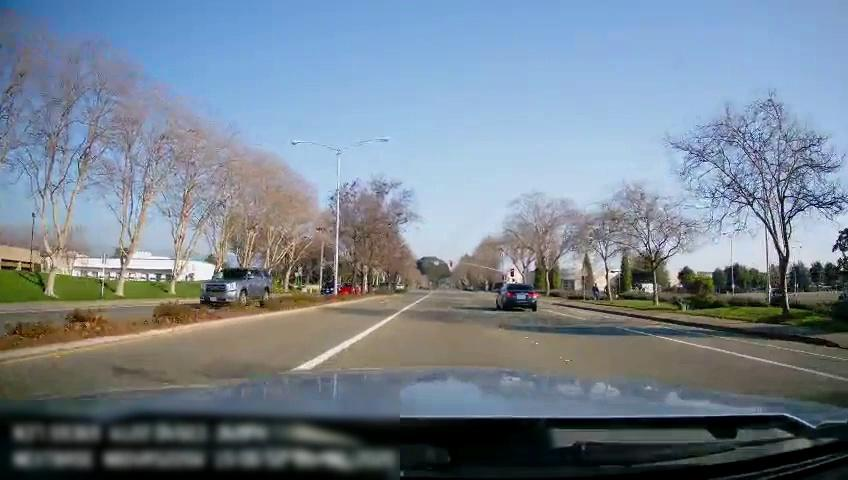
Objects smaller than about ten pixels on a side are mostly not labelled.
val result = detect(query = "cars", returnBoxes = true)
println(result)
[494,283,538,312]
[336,281,363,297]
[319,280,341,297]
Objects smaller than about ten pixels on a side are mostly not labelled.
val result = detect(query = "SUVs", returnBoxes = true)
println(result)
[198,267,274,309]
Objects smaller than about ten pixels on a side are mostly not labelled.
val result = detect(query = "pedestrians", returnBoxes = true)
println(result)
[591,282,600,304]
